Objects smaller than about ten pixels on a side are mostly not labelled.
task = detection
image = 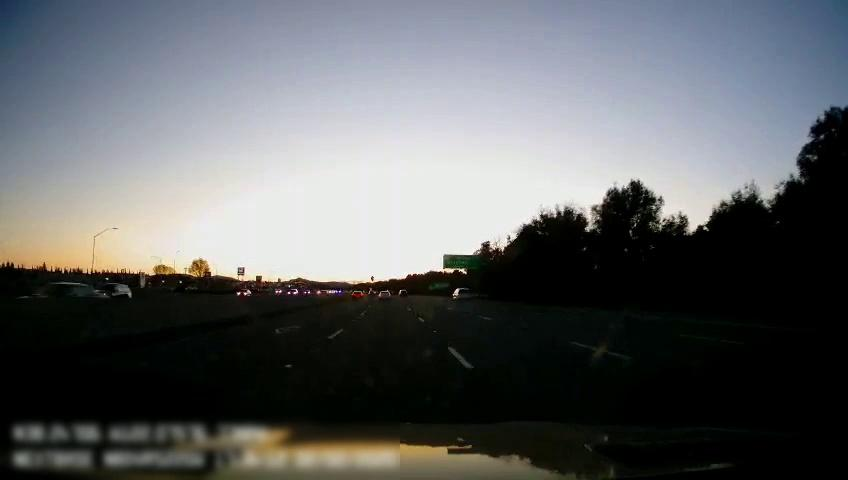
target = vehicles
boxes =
[236,289,252,297]
[452,288,471,300]
[96,283,132,301]
[378,290,391,301]
[287,289,299,296]
[13,282,110,304]
[351,291,364,301]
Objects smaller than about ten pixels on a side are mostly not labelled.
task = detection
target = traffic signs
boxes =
[443,254,480,270]
[431,282,449,290]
